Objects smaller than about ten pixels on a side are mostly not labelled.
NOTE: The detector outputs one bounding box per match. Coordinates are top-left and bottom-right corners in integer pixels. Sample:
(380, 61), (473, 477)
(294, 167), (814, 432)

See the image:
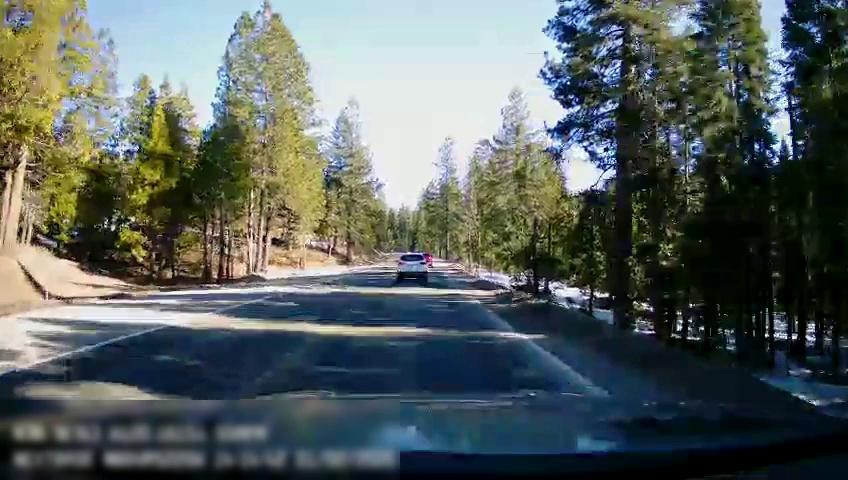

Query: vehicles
(397, 252), (429, 281)
(418, 253), (433, 268)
